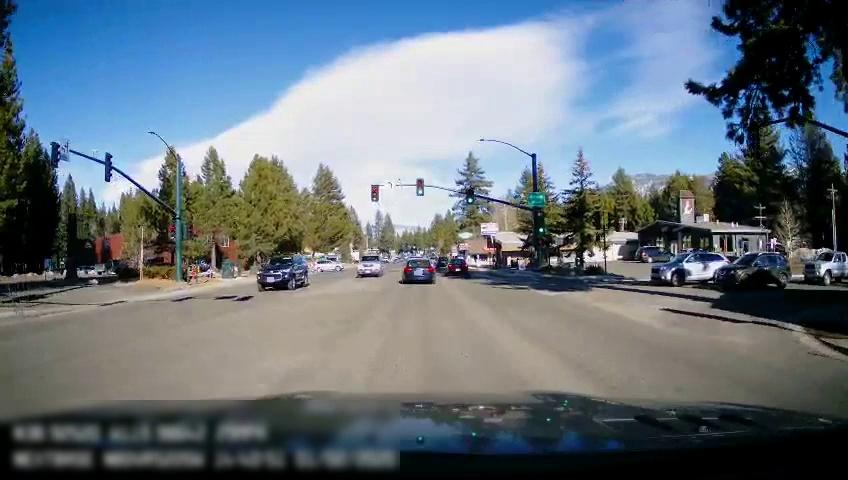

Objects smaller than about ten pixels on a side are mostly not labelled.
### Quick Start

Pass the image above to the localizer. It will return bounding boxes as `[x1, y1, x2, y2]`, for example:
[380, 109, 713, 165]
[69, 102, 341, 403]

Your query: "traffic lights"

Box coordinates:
[103, 151, 113, 182]
[536, 219, 545, 240]
[465, 187, 474, 204]
[50, 142, 59, 168]
[168, 223, 176, 241]
[416, 177, 424, 197]
[370, 183, 379, 201]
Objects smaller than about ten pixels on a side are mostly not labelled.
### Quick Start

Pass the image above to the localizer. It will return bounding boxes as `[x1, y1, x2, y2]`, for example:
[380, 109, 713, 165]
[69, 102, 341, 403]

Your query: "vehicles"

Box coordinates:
[315, 259, 344, 273]
[356, 254, 384, 277]
[649, 251, 732, 288]
[402, 259, 434, 284]
[445, 259, 468, 277]
[712, 251, 791, 291]
[437, 256, 449, 267]
[804, 249, 848, 286]
[257, 255, 311, 293]
[639, 246, 671, 264]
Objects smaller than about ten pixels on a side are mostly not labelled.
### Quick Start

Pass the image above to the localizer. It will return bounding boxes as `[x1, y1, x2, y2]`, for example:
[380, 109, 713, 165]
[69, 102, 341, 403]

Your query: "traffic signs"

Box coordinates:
[527, 191, 545, 208]
[384, 176, 400, 192]
[63, 144, 72, 161]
